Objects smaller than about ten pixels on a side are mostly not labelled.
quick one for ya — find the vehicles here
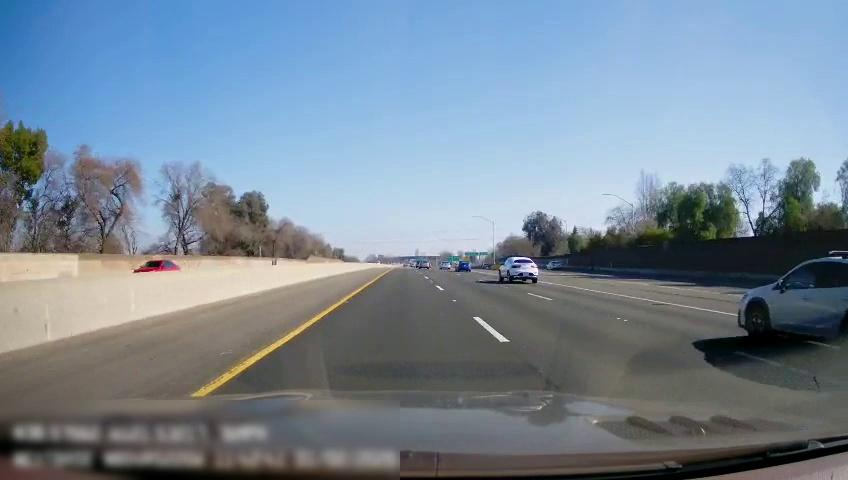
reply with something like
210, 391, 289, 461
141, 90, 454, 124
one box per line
440, 262, 451, 270
131, 258, 185, 274
736, 249, 848, 345
547, 261, 562, 271
455, 262, 471, 272
498, 256, 539, 284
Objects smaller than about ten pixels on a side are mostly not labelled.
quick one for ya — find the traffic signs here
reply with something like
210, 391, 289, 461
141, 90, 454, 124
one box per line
446, 256, 461, 263
464, 252, 489, 257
